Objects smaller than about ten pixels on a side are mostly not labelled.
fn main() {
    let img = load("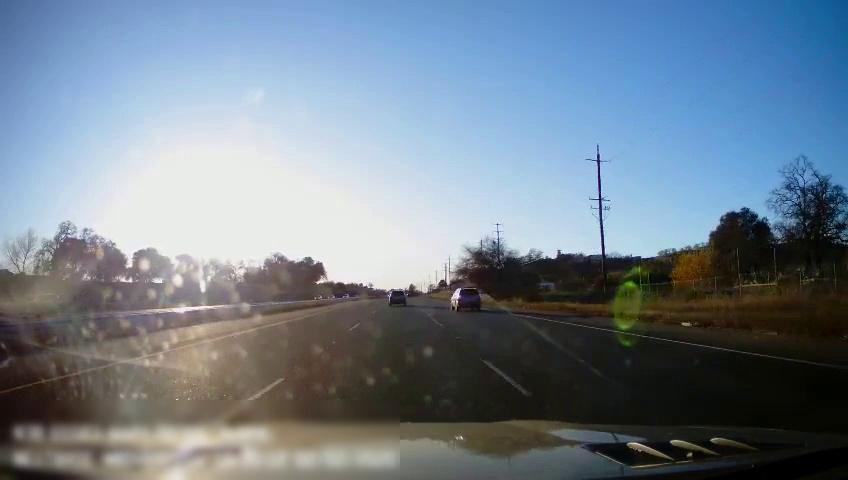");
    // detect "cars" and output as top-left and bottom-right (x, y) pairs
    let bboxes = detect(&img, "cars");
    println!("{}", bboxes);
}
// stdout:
(450, 288), (482, 312)
(388, 290), (407, 307)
